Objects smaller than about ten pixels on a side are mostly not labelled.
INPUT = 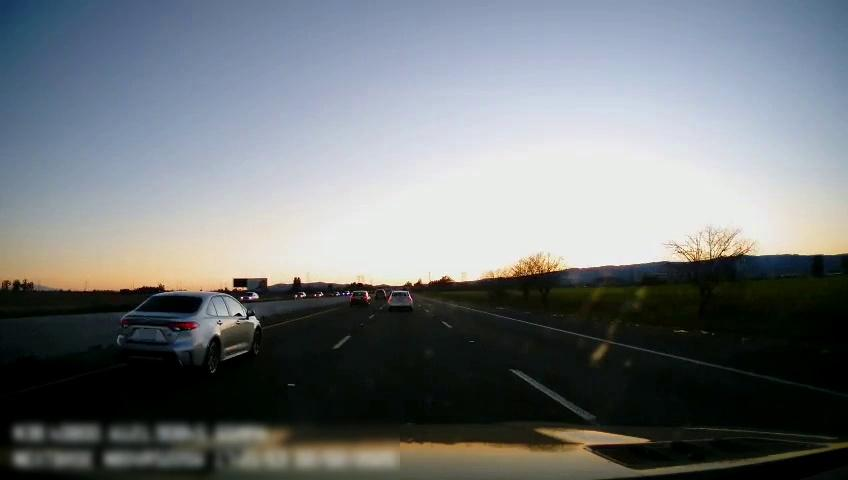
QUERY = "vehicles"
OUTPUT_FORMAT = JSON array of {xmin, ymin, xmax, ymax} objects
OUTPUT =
[
  {"xmin": 387, "ymin": 290, "xmax": 414, "ymax": 310},
  {"xmin": 113, "ymin": 291, "xmax": 264, "ymax": 379},
  {"xmin": 313, "ymin": 291, "xmax": 324, "ymax": 298},
  {"xmin": 294, "ymin": 292, "xmax": 307, "ymax": 300},
  {"xmin": 240, "ymin": 291, "xmax": 259, "ymax": 301},
  {"xmin": 349, "ymin": 290, "xmax": 371, "ymax": 306},
  {"xmin": 375, "ymin": 290, "xmax": 388, "ymax": 301}
]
